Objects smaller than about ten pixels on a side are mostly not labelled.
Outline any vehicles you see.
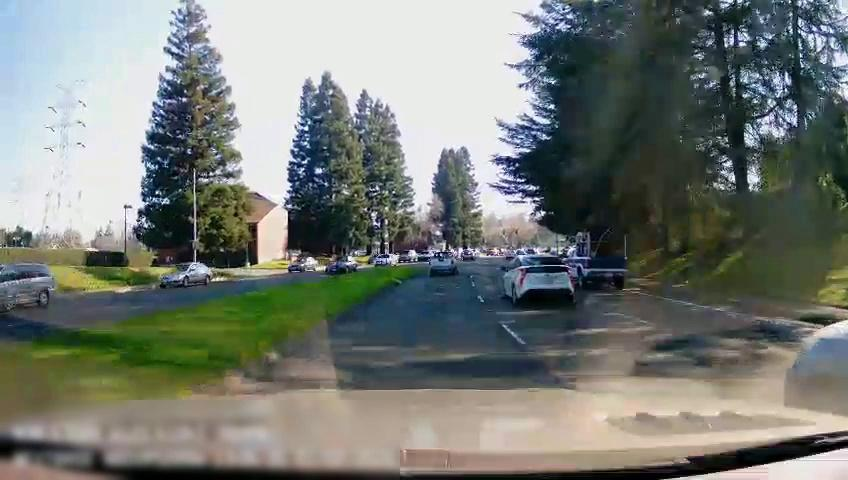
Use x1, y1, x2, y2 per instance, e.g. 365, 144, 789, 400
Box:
416, 250, 435, 262
286, 255, 320, 273
0, 262, 57, 313
781, 321, 848, 413
324, 257, 360, 274
559, 224, 631, 292
374, 252, 399, 266
160, 262, 215, 287
429, 249, 458, 276
463, 250, 477, 261
397, 249, 418, 263
501, 253, 574, 306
